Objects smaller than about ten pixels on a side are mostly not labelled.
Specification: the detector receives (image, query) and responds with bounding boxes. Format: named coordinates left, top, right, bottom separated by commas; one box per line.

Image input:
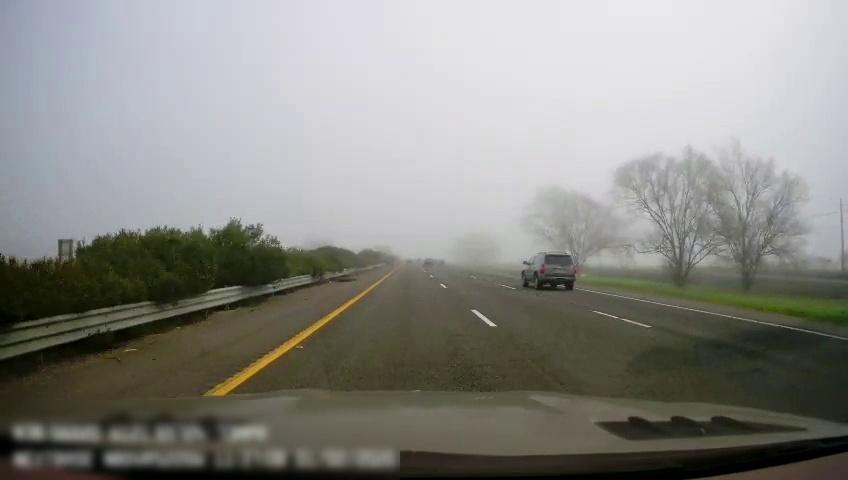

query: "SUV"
left=520, top=252, right=577, bottom=291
